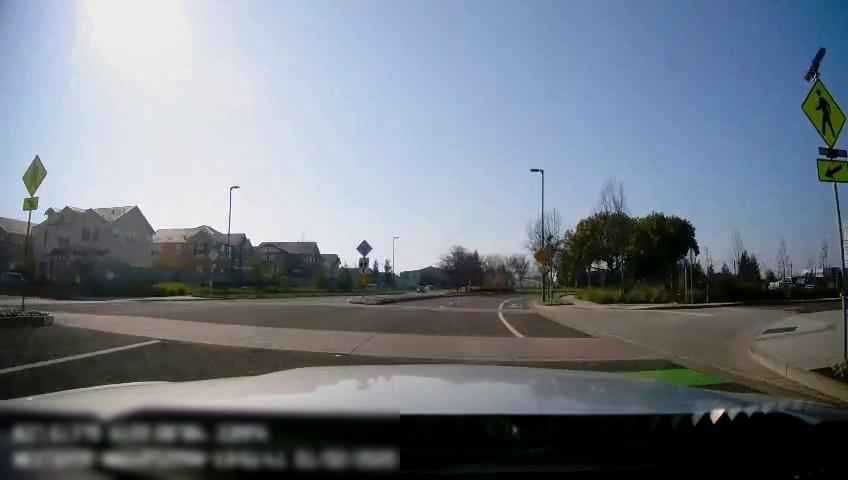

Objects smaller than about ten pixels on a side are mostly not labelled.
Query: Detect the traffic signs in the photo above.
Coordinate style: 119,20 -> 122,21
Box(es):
536,247 -> 548,265
23,197 -> 39,211
22,154 -> 47,195
815,156 -> 848,184
800,80 -> 847,148
356,259 -> 370,273
356,240 -> 371,257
